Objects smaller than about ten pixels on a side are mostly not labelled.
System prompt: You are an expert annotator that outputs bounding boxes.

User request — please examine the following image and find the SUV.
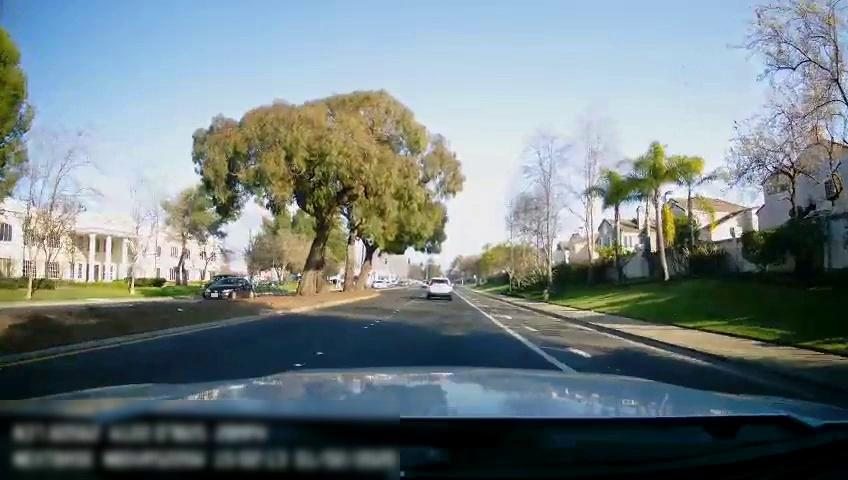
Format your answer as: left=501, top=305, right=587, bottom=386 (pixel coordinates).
left=424, top=277, right=455, bottom=301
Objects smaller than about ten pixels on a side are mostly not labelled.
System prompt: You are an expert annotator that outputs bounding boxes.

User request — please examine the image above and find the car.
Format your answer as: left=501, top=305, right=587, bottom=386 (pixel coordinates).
left=203, top=275, right=256, bottom=303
